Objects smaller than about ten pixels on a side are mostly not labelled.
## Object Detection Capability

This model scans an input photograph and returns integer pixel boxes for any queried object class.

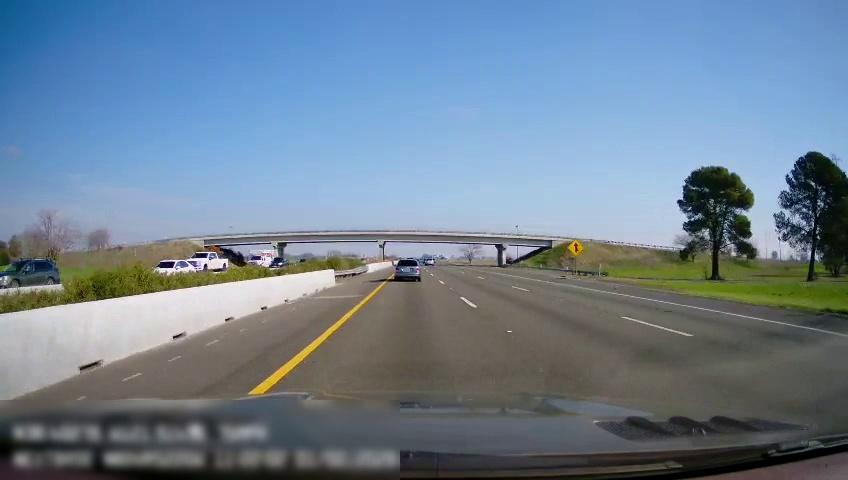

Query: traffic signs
[567,239,585,257]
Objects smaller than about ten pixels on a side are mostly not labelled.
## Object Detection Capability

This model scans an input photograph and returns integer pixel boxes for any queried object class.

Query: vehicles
[267,256,291,269]
[393,259,423,283]
[185,251,229,274]
[0,257,62,290]
[424,257,435,267]
[152,259,197,279]
[246,249,279,270]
